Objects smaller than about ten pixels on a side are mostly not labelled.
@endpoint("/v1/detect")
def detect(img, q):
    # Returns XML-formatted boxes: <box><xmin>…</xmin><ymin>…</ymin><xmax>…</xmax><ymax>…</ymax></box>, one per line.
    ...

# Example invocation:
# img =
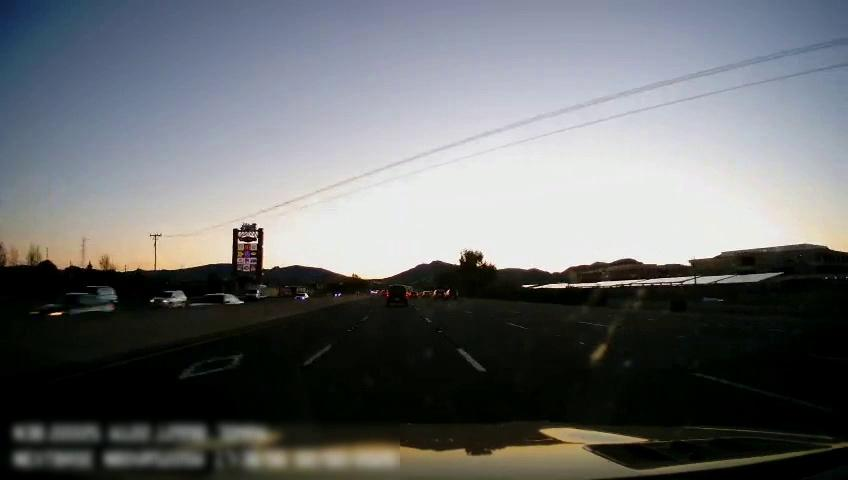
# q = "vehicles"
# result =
<box><xmin>385</xmin><ymin>284</ymin><xmax>410</xmax><ymax>308</ymax></box>
<box><xmin>445</xmin><ymin>288</ymin><xmax>458</xmax><ymax>298</ymax></box>
<box><xmin>294</xmin><ymin>292</ymin><xmax>310</xmax><ymax>300</ymax></box>
<box><xmin>189</xmin><ymin>293</ymin><xmax>245</xmax><ymax>307</ymax></box>
<box><xmin>245</xmin><ymin>287</ymin><xmax>279</xmax><ymax>300</ymax></box>
<box><xmin>421</xmin><ymin>290</ymin><xmax>432</xmax><ymax>298</ymax></box>
<box><xmin>149</xmin><ymin>290</ymin><xmax>188</xmax><ymax>308</ymax></box>
<box><xmin>83</xmin><ymin>285</ymin><xmax>119</xmax><ymax>307</ymax></box>
<box><xmin>431</xmin><ymin>289</ymin><xmax>446</xmax><ymax>301</ymax></box>
<box><xmin>28</xmin><ymin>292</ymin><xmax>115</xmax><ymax>316</ymax></box>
